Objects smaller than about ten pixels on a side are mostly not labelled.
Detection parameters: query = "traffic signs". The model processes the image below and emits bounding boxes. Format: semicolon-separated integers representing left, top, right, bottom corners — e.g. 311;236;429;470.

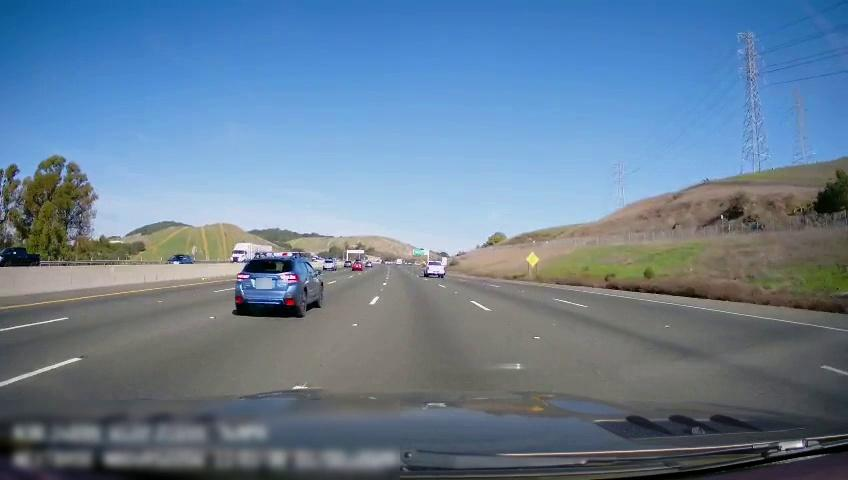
526;251;540;268
414;249;425;256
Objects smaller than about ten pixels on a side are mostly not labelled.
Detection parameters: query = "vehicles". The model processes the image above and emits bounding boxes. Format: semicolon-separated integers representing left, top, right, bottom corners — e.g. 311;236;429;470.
230;243;273;263
343;260;352;268
234;250;325;319
423;260;445;278
351;261;364;272
322;259;336;271
166;254;193;265
0;246;41;267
